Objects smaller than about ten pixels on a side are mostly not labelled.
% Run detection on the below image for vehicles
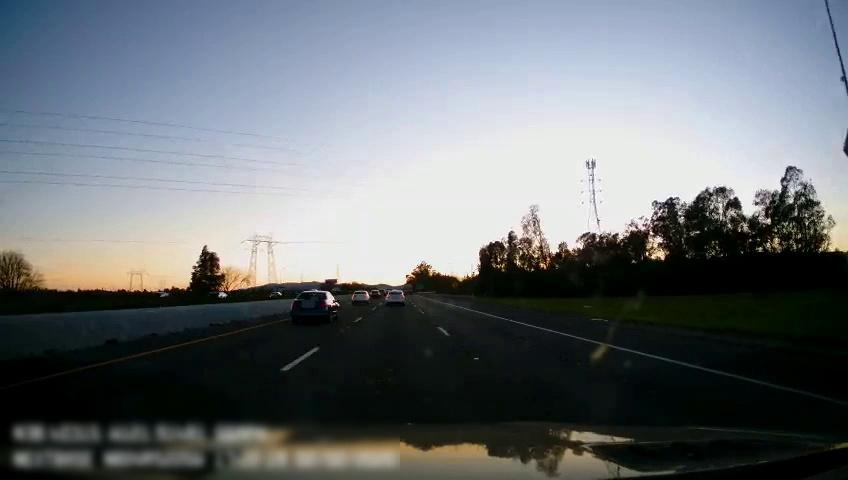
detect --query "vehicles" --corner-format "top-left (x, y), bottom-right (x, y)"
top-left (350, 291), bottom-right (372, 307)
top-left (404, 283), bottom-right (414, 296)
top-left (385, 290), bottom-right (407, 307)
top-left (157, 291), bottom-right (170, 298)
top-left (291, 290), bottom-right (342, 324)
top-left (208, 291), bottom-right (229, 300)
top-left (370, 290), bottom-right (382, 299)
